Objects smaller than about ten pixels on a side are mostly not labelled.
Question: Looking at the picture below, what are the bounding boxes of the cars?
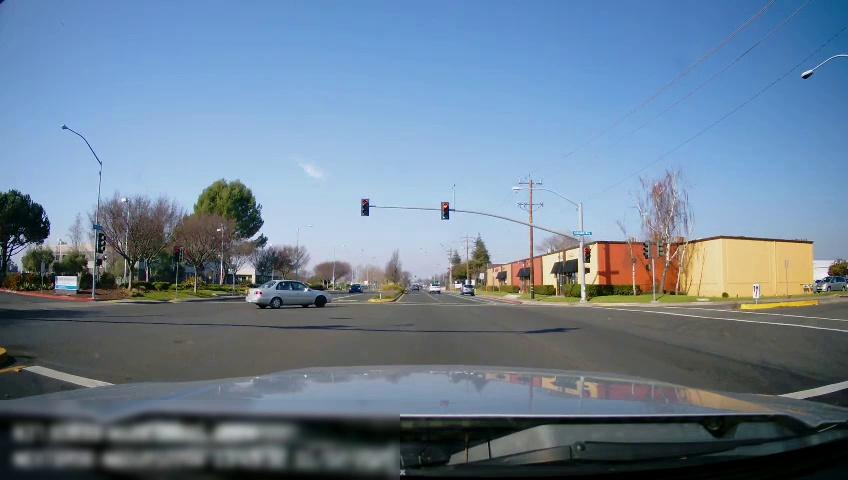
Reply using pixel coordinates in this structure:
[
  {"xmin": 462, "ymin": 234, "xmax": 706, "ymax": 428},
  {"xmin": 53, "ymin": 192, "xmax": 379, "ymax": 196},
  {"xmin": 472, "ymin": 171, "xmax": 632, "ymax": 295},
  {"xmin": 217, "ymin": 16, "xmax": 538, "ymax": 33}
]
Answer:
[
  {"xmin": 348, "ymin": 283, "xmax": 363, "ymax": 293},
  {"xmin": 245, "ymin": 279, "xmax": 333, "ymax": 310}
]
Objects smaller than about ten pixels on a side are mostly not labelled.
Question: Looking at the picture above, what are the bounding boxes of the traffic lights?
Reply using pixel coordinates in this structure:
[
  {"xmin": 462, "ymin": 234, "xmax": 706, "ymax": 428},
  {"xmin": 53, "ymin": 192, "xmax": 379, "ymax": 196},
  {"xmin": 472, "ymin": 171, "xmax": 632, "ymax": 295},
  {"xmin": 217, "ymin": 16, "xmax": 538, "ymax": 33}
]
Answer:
[
  {"xmin": 172, "ymin": 244, "xmax": 181, "ymax": 263},
  {"xmin": 360, "ymin": 197, "xmax": 370, "ymax": 217},
  {"xmin": 440, "ymin": 201, "xmax": 450, "ymax": 221},
  {"xmin": 178, "ymin": 248, "xmax": 185, "ymax": 263},
  {"xmin": 96, "ymin": 232, "xmax": 107, "ymax": 254},
  {"xmin": 583, "ymin": 247, "xmax": 592, "ymax": 264},
  {"xmin": 656, "ymin": 239, "xmax": 666, "ymax": 259},
  {"xmin": 642, "ymin": 239, "xmax": 652, "ymax": 260}
]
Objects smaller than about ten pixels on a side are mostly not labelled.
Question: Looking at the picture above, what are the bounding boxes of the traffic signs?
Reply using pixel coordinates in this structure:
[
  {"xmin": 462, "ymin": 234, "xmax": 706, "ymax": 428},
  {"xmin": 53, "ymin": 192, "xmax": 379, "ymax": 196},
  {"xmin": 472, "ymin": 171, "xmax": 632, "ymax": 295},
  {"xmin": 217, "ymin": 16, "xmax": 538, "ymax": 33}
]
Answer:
[
  {"xmin": 752, "ymin": 283, "xmax": 761, "ymax": 299},
  {"xmin": 92, "ymin": 223, "xmax": 104, "ymax": 231},
  {"xmin": 571, "ymin": 230, "xmax": 593, "ymax": 237}
]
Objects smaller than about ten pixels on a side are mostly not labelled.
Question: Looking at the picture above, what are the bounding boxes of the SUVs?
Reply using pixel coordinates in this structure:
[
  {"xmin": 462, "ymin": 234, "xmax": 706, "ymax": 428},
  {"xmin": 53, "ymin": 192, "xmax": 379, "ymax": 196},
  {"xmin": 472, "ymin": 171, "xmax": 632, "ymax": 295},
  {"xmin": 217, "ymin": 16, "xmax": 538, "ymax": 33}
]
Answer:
[
  {"xmin": 460, "ymin": 284, "xmax": 475, "ymax": 296},
  {"xmin": 428, "ymin": 282, "xmax": 442, "ymax": 294}
]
